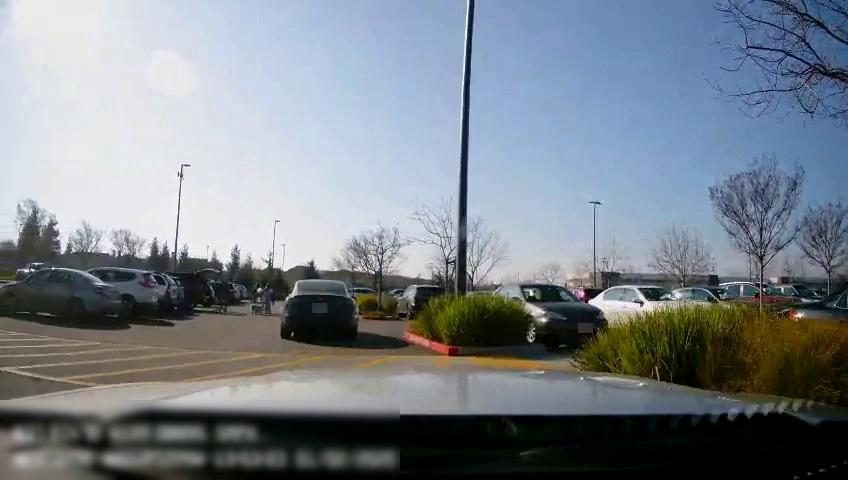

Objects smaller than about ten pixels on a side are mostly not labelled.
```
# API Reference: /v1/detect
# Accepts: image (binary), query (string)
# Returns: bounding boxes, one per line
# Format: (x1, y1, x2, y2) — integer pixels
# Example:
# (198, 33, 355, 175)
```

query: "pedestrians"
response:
(263, 284, 273, 312)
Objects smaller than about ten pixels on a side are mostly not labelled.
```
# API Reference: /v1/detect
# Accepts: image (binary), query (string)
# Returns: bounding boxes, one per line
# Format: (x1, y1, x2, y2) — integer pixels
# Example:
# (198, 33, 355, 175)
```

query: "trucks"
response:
(15, 262, 56, 279)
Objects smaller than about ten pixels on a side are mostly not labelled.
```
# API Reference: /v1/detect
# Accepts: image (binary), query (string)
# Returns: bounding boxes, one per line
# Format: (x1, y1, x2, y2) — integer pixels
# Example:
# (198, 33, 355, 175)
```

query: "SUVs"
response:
(86, 266, 170, 315)
(160, 271, 184, 301)
(169, 269, 216, 306)
(396, 285, 440, 320)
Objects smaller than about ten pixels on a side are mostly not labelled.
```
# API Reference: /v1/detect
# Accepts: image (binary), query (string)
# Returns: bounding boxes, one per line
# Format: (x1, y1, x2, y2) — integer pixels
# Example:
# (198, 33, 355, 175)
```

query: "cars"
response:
(0, 266, 122, 320)
(586, 284, 689, 327)
(675, 283, 730, 305)
(279, 279, 359, 339)
(347, 287, 376, 294)
(494, 282, 610, 345)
